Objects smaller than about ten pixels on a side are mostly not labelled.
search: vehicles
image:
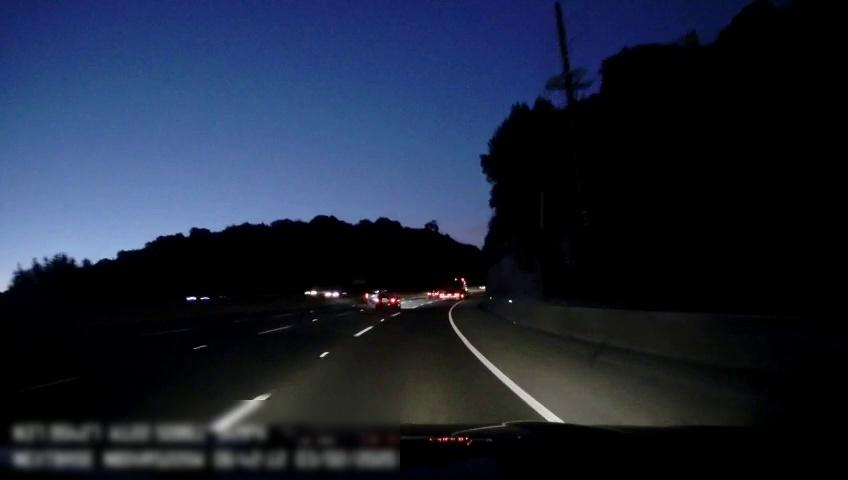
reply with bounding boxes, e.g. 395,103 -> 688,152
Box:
325,287 -> 349,300
364,286 -> 386,305
375,292 -> 402,312
304,286 -> 328,299
439,277 -> 468,301
426,289 -> 440,300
